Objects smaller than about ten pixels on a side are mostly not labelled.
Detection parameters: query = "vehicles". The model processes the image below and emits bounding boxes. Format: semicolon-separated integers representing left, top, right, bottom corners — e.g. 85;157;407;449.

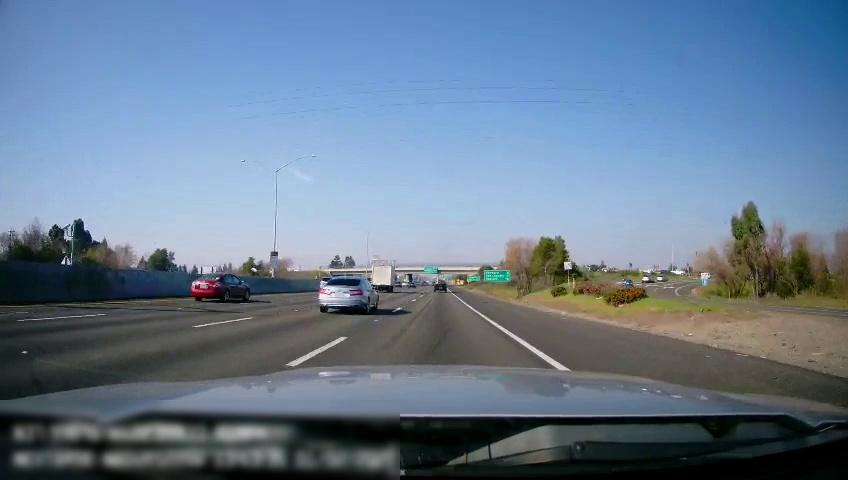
317;275;381;315
642;274;655;284
190;272;251;304
433;280;447;293
372;265;396;293
657;276;667;282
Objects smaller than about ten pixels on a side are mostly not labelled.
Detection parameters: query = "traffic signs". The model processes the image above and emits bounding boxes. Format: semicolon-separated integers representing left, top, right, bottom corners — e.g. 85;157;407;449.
466;274;481;282
484;269;511;282
424;266;438;273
